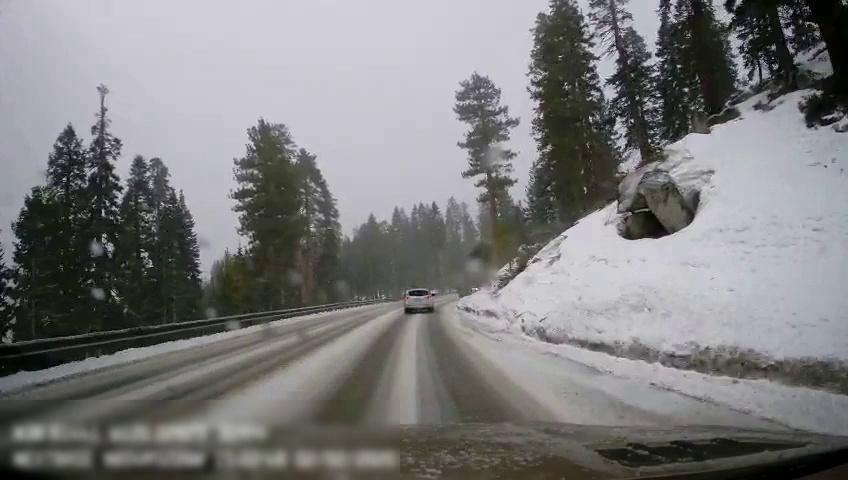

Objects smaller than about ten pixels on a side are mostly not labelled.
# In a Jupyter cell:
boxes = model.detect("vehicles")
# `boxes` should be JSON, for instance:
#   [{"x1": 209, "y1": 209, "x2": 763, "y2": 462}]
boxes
[
  {"x1": 404, "y1": 289, "x2": 437, "y2": 314},
  {"x1": 459, "y1": 288, "x2": 473, "y2": 298}
]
